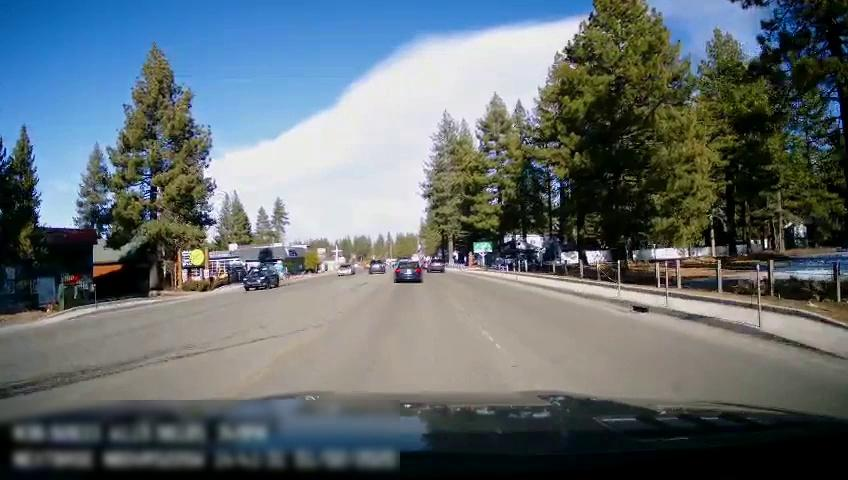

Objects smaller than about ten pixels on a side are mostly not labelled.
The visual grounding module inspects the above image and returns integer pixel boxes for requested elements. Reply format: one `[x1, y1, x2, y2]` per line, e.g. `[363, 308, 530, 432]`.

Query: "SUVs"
[368, 259, 386, 274]
[425, 257, 447, 274]
[243, 268, 280, 292]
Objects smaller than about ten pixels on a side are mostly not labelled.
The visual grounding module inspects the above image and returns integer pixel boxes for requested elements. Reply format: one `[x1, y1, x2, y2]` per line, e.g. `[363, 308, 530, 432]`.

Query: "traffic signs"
[473, 241, 495, 254]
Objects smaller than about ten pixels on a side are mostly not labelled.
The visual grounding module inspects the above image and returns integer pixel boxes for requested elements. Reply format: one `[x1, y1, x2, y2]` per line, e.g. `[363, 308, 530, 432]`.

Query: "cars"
[337, 264, 354, 277]
[393, 259, 423, 283]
